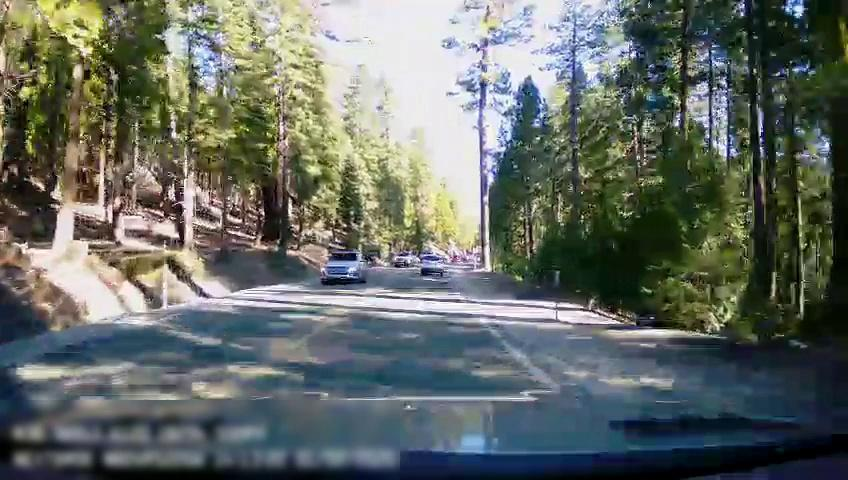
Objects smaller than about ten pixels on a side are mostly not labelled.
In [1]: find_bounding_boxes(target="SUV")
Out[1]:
[420,254,445,276]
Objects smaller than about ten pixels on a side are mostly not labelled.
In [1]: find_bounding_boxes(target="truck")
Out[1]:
[392,251,420,268]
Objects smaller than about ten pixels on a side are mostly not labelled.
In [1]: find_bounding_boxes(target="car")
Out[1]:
[320,251,369,285]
